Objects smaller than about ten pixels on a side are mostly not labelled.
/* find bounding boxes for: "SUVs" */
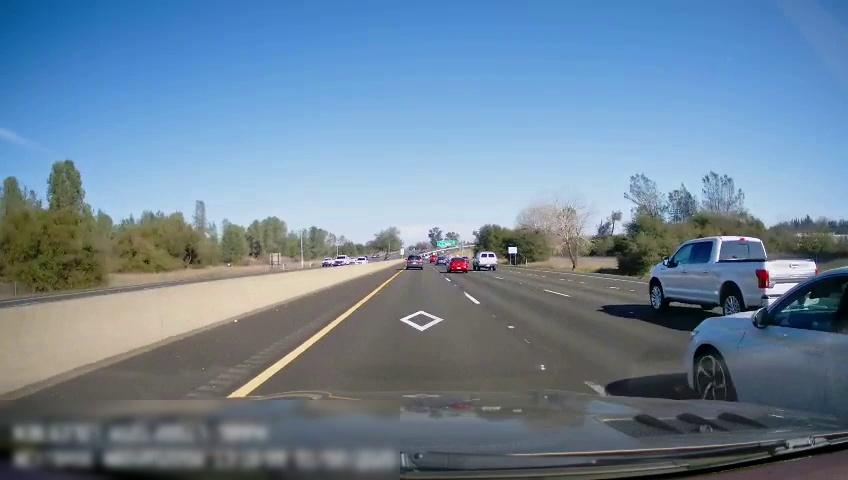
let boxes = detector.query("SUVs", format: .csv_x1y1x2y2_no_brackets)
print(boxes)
406,255,424,270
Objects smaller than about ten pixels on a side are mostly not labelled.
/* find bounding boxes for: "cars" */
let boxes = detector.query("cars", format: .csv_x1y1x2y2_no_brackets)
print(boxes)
446,257,469,273
686,266,848,418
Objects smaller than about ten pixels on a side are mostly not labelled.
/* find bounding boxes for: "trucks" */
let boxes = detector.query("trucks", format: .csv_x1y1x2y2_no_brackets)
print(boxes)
647,235,819,328
333,254,351,267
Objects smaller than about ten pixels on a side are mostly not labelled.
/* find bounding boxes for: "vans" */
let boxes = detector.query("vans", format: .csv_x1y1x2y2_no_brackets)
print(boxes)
473,251,498,271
